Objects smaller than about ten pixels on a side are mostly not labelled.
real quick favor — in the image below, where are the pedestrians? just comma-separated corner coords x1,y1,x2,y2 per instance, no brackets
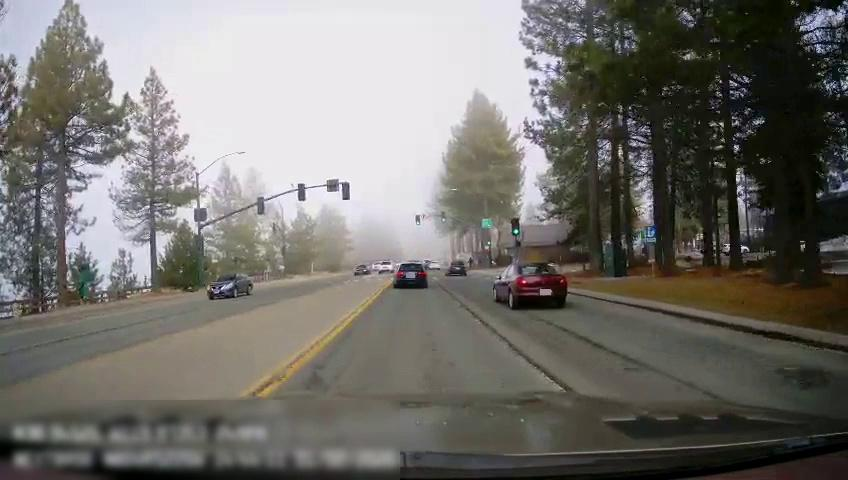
468,257,473,270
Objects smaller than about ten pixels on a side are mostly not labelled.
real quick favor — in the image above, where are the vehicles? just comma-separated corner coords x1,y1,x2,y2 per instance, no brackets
353,264,369,276
721,243,750,255
429,259,441,270
206,273,253,300
393,262,427,289
446,259,467,276
490,263,568,310
377,260,393,274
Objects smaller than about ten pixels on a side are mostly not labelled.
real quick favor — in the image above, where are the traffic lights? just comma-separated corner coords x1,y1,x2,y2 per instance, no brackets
415,214,422,225
441,213,446,224
256,195,264,215
511,216,521,236
296,183,306,201
341,182,351,200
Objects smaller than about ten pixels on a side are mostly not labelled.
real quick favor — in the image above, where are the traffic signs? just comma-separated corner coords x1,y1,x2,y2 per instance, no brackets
480,218,495,229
